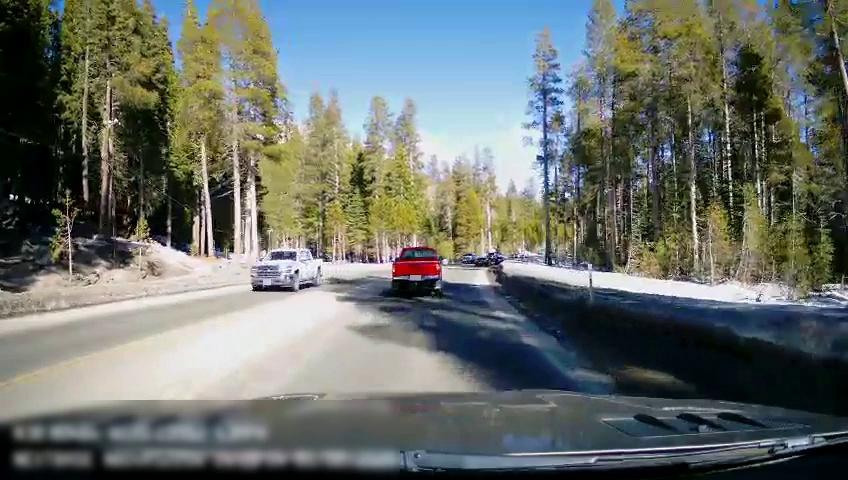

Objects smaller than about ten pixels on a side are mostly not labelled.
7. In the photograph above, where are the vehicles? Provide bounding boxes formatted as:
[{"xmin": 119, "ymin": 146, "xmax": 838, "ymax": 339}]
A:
[
  {"xmin": 249, "ymin": 247, "xmax": 325, "ymax": 292},
  {"xmin": 476, "ymin": 256, "xmax": 489, "ymax": 267},
  {"xmin": 462, "ymin": 253, "xmax": 479, "ymax": 264},
  {"xmin": 392, "ymin": 246, "xmax": 442, "ymax": 294}
]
